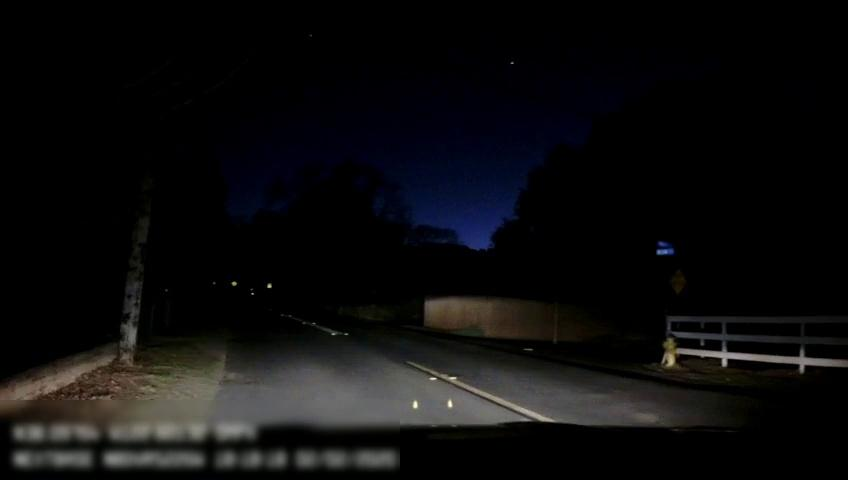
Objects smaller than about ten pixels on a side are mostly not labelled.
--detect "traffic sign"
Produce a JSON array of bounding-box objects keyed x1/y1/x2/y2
[{"x1": 670, "y1": 269, "x2": 687, "y2": 295}]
